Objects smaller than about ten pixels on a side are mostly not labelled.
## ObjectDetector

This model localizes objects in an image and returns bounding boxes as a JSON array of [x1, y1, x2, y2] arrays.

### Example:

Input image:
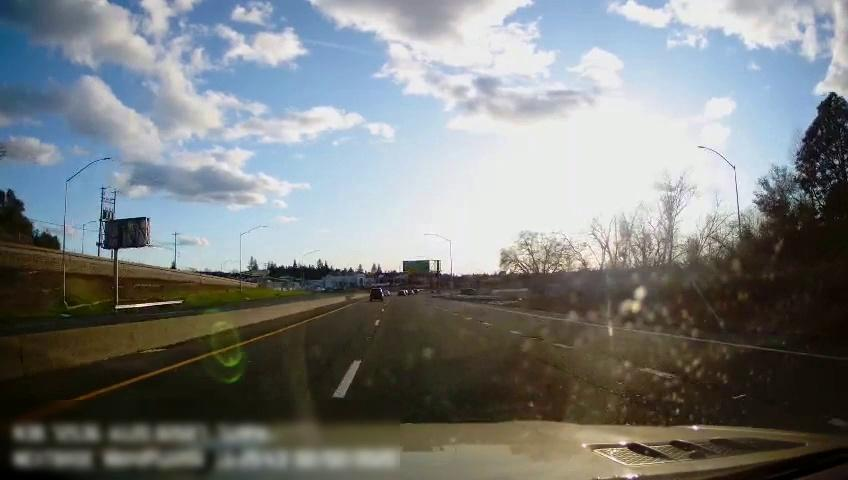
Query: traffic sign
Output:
[[400, 260, 431, 272]]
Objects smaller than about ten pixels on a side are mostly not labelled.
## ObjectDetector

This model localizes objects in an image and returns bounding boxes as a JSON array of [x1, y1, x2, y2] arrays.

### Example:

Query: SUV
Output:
[[369, 289, 383, 302]]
